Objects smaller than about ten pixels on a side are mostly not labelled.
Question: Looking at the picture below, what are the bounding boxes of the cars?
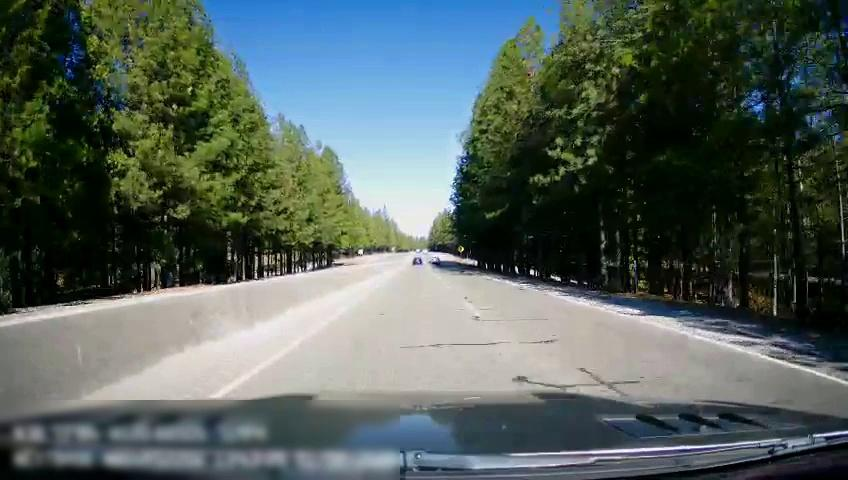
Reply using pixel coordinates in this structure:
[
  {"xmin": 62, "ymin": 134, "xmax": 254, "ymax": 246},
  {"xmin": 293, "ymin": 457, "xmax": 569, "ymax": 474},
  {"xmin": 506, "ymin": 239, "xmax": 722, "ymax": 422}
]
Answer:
[
  {"xmin": 430, "ymin": 256, "xmax": 441, "ymax": 265},
  {"xmin": 412, "ymin": 255, "xmax": 424, "ymax": 266}
]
